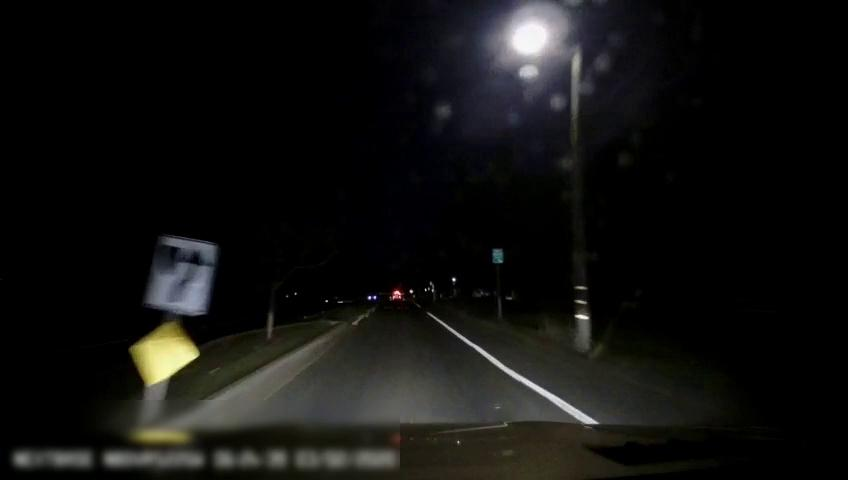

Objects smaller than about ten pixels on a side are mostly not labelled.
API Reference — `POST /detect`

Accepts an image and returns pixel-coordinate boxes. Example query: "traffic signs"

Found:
[492,248,504,265]
[126,319,202,388]
[141,233,219,318]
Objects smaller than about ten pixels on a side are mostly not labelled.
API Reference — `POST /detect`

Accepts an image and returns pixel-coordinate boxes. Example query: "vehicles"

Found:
[366,292,378,302]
